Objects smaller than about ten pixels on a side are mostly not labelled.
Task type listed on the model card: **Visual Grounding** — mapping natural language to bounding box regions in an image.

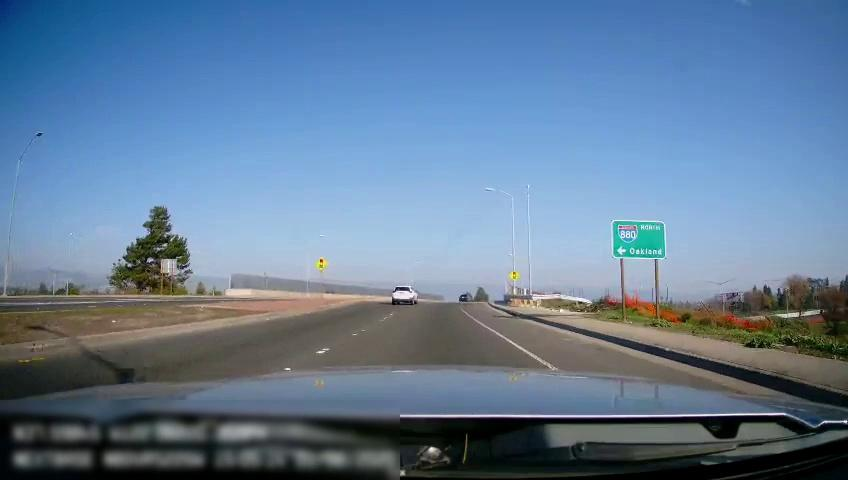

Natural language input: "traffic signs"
[610,219,668,260]
[316,257,327,272]
[508,271,519,282]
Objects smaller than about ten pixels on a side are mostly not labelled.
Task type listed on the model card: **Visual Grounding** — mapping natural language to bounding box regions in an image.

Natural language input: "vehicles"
[390,285,420,305]
[459,293,470,302]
